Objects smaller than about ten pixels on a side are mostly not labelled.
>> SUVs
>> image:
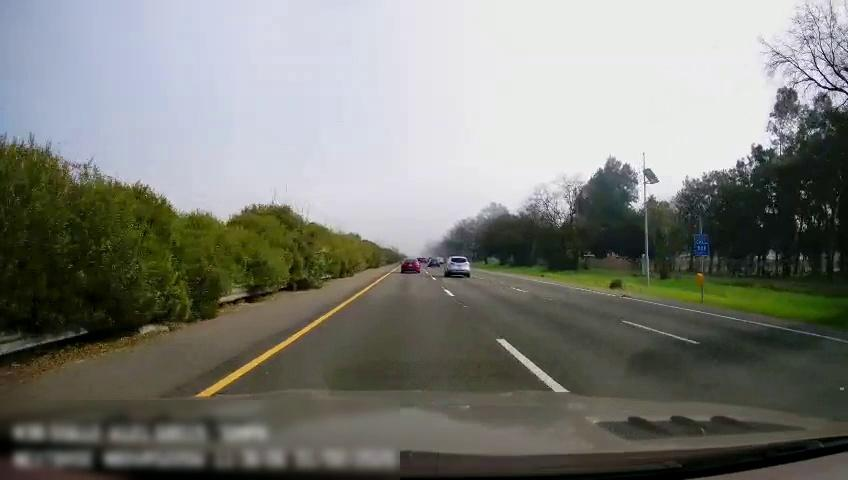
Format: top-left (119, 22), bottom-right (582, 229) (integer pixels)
top-left (443, 256), bottom-right (471, 278)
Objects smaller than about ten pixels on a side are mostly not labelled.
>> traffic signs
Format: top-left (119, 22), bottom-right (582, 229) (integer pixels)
top-left (693, 234), bottom-right (711, 257)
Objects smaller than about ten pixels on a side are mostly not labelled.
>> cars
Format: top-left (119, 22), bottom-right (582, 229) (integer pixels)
top-left (400, 257), bottom-right (421, 275)
top-left (427, 259), bottom-right (440, 268)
